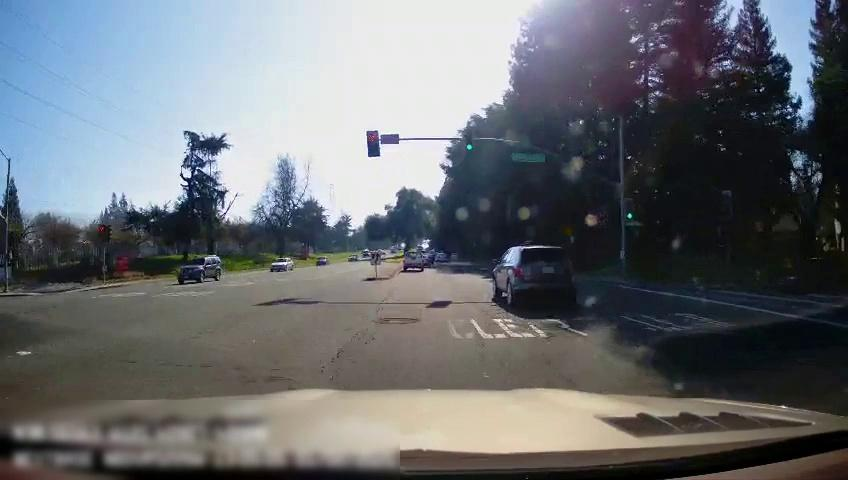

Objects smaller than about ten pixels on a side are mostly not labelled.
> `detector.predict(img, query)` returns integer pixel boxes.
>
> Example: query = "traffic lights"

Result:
[104,225,113,243]
[365,129,381,159]
[624,209,633,225]
[464,129,475,153]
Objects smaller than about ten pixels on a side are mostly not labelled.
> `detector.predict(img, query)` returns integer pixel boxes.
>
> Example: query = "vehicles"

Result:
[490,244,577,308]
[176,254,222,284]
[315,256,328,266]
[434,252,449,263]
[270,257,295,273]
[401,250,423,272]
[346,253,360,262]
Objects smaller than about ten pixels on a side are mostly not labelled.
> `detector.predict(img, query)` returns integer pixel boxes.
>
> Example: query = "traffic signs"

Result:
[370,250,381,266]
[380,132,401,146]
[510,153,546,165]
